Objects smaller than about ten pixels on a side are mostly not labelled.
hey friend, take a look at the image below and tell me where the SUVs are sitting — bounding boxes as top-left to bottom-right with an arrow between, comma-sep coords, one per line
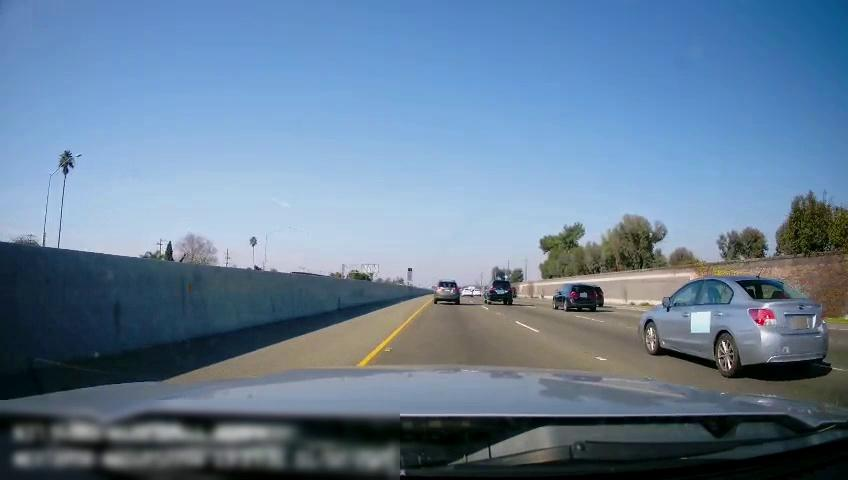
432,280 -> 461,305
551,284 -> 596,312
483,279 -> 514,305
591,286 -> 604,308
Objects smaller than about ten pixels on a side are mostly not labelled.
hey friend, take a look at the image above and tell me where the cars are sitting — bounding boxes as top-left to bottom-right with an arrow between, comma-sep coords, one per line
461,287 -> 473,297
639,276 -> 829,377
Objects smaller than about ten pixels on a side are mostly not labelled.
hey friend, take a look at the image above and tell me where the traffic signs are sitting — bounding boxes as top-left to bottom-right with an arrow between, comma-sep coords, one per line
407,267 -> 413,281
